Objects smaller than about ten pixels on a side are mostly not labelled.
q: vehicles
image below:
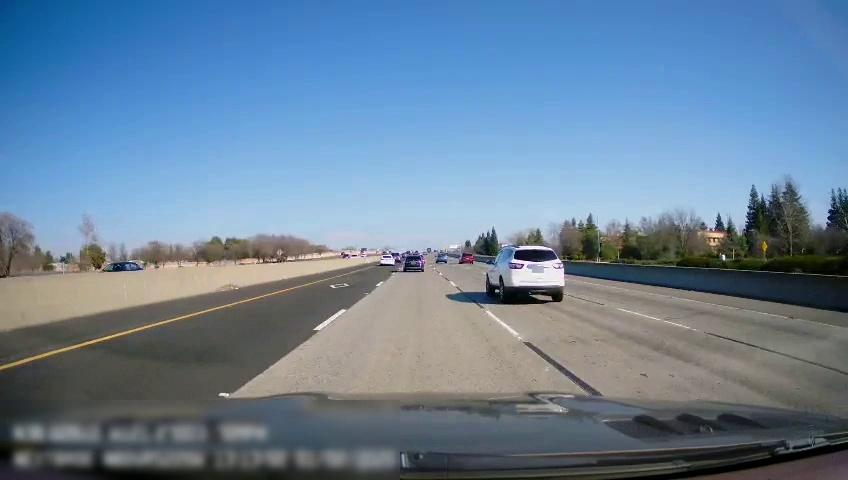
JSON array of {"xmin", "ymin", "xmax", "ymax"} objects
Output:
[
  {"xmin": 391, "ymin": 252, "xmax": 401, "ymax": 264},
  {"xmin": 485, "ymin": 245, "xmax": 566, "ymax": 304},
  {"xmin": 435, "ymin": 253, "xmax": 447, "ymax": 264},
  {"xmin": 457, "ymin": 251, "xmax": 475, "ymax": 265},
  {"xmin": 402, "ymin": 255, "xmax": 424, "ymax": 273},
  {"xmin": 100, "ymin": 261, "xmax": 144, "ymax": 273},
  {"xmin": 379, "ymin": 254, "xmax": 396, "ymax": 266}
]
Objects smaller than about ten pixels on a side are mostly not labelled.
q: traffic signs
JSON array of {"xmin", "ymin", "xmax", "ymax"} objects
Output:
[{"xmin": 761, "ymin": 240, "xmax": 768, "ymax": 252}]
